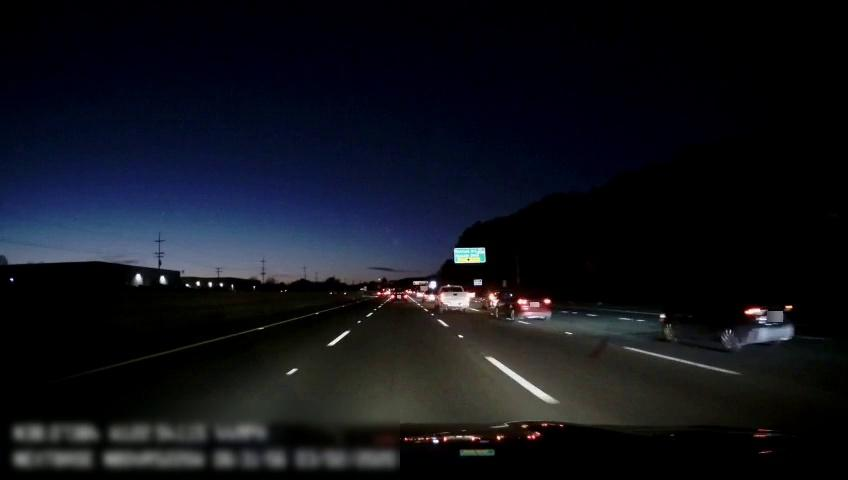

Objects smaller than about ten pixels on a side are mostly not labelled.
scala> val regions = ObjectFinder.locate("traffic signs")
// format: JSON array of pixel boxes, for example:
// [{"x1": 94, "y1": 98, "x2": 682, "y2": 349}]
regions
[{"x1": 453, "y1": 247, "x2": 486, "y2": 264}]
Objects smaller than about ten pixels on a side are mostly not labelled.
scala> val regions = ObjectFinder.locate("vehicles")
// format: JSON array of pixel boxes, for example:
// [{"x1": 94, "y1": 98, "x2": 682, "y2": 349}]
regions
[
  {"x1": 481, "y1": 290, "x2": 498, "y2": 310},
  {"x1": 375, "y1": 289, "x2": 388, "y2": 302},
  {"x1": 392, "y1": 291, "x2": 407, "y2": 302},
  {"x1": 421, "y1": 287, "x2": 436, "y2": 302},
  {"x1": 659, "y1": 285, "x2": 797, "y2": 350},
  {"x1": 433, "y1": 285, "x2": 470, "y2": 314},
  {"x1": 494, "y1": 291, "x2": 551, "y2": 322}
]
